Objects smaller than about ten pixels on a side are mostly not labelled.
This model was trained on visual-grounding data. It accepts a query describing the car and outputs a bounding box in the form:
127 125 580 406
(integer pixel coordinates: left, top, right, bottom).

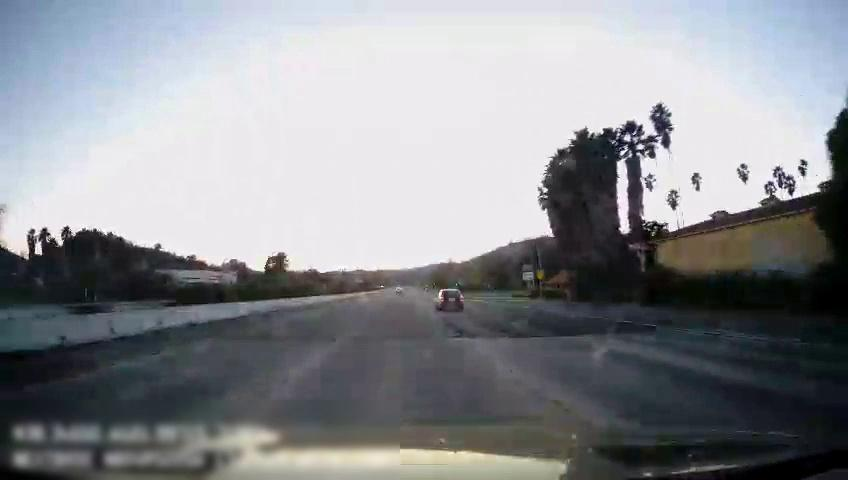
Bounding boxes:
435 289 465 312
